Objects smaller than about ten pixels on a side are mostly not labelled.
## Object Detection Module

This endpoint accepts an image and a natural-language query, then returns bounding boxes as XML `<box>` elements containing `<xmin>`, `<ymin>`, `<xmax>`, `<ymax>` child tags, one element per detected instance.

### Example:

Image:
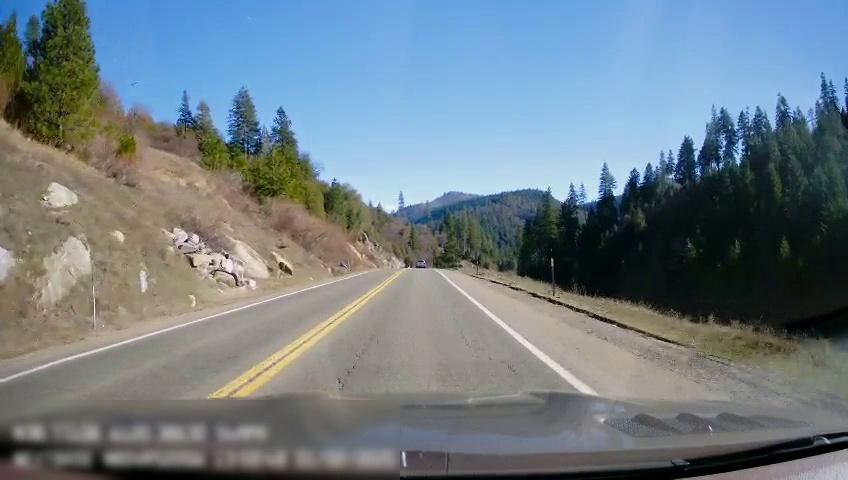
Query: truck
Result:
<box><xmin>416</xmin><ymin>260</ymin><xmax>426</xmax><ymax>268</ymax></box>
